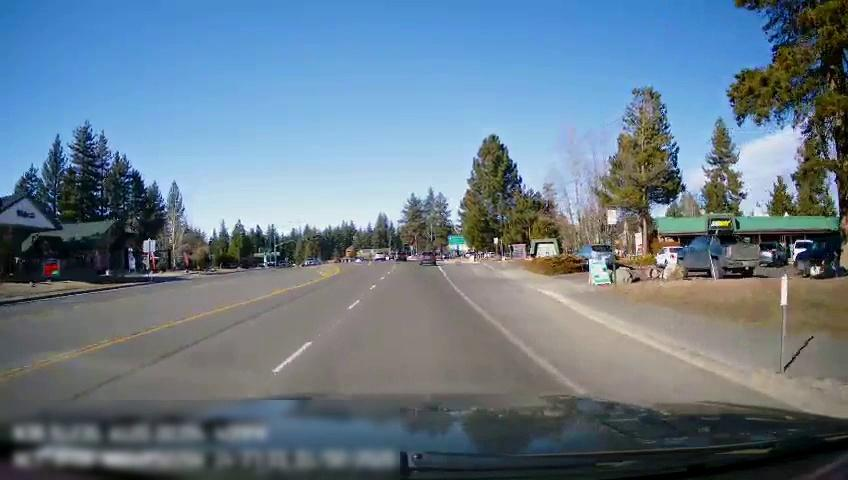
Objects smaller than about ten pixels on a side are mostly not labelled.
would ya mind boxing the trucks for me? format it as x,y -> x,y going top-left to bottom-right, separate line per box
675,234 -> 760,281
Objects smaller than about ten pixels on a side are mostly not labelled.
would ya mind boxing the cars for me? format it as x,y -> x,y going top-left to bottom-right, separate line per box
303,257 -> 321,267
654,246 -> 680,268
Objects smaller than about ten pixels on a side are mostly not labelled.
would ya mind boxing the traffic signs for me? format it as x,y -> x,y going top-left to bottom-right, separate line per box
448,235 -> 467,246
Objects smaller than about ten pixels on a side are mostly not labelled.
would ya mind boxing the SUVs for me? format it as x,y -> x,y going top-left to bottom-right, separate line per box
417,250 -> 437,265
791,239 -> 815,262
794,238 -> 840,269
759,242 -> 786,269
575,243 -> 617,272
